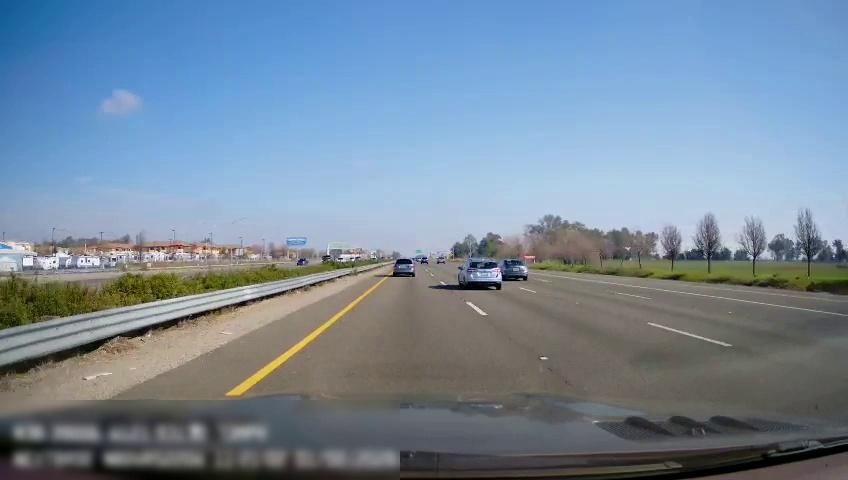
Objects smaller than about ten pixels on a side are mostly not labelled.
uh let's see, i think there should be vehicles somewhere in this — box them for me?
[457,257,502,291]
[319,255,334,265]
[335,256,347,263]
[296,257,310,267]
[391,258,416,278]
[497,258,529,281]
